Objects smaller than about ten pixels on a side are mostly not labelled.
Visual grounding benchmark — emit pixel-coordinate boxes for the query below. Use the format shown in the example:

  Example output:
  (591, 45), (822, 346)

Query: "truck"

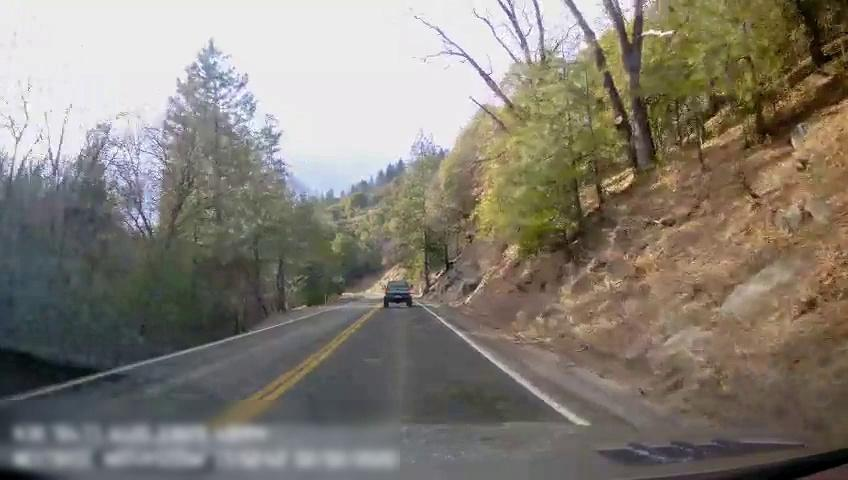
(382, 279), (413, 307)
